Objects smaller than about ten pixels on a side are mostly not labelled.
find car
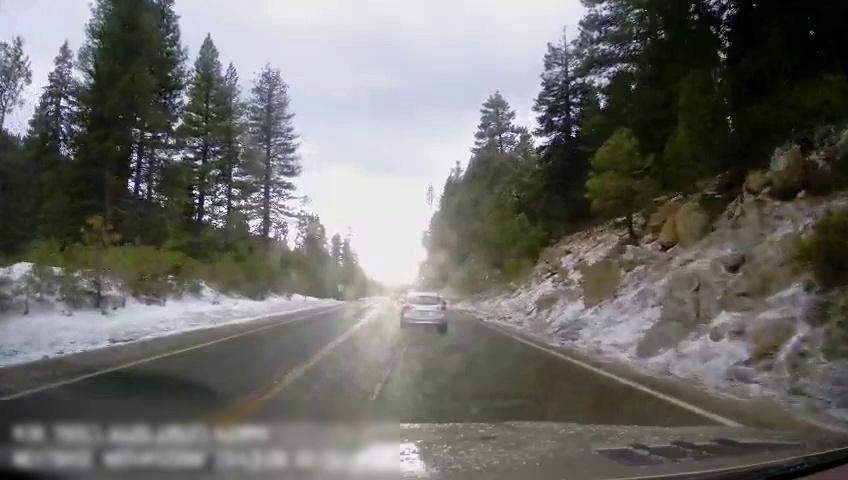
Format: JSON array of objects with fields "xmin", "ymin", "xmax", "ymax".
[{"xmin": 398, "ymin": 292, "xmax": 448, "ymax": 332}]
